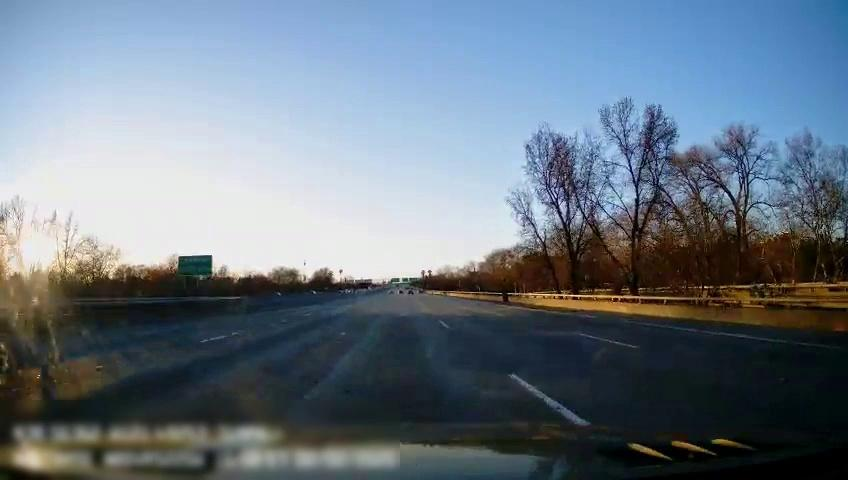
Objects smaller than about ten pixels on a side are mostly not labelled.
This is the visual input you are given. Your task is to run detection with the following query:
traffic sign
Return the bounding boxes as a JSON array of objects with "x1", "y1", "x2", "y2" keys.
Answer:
[{"x1": 176, "y1": 253, "x2": 213, "y2": 276}]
